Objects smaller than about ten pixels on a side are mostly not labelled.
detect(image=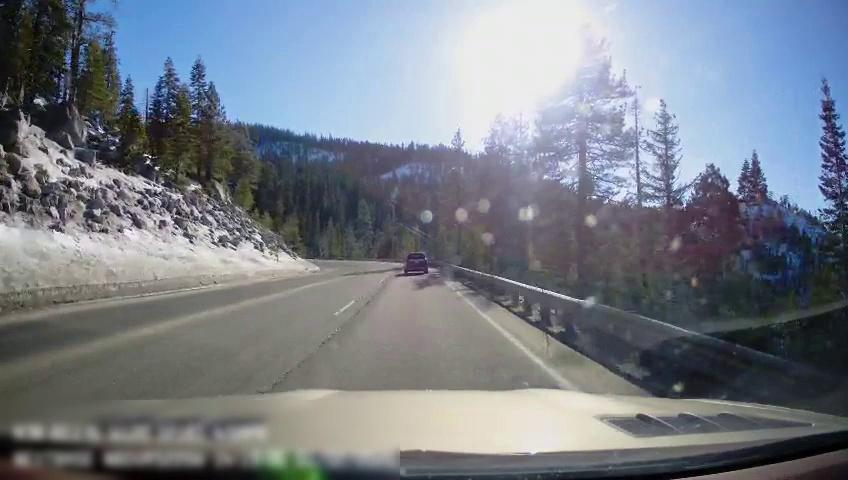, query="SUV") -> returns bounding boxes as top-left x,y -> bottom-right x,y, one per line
405,252 -> 428,274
